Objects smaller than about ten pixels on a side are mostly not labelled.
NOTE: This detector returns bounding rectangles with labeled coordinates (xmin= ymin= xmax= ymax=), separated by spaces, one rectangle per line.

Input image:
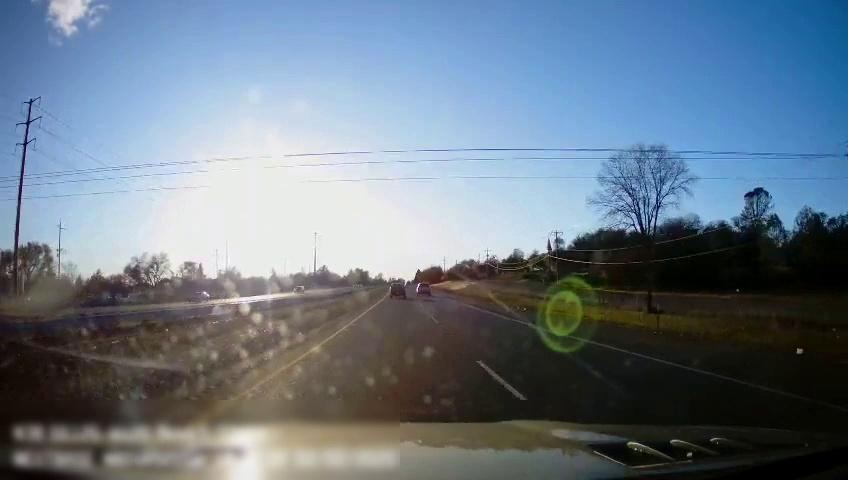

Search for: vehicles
xmin=293 ymin=286 xmax=305 ymax=293
xmin=416 ymin=283 xmax=431 ymax=296
xmin=188 ymin=292 xmax=210 ymax=303
xmin=388 ymin=285 xmax=406 ymax=301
